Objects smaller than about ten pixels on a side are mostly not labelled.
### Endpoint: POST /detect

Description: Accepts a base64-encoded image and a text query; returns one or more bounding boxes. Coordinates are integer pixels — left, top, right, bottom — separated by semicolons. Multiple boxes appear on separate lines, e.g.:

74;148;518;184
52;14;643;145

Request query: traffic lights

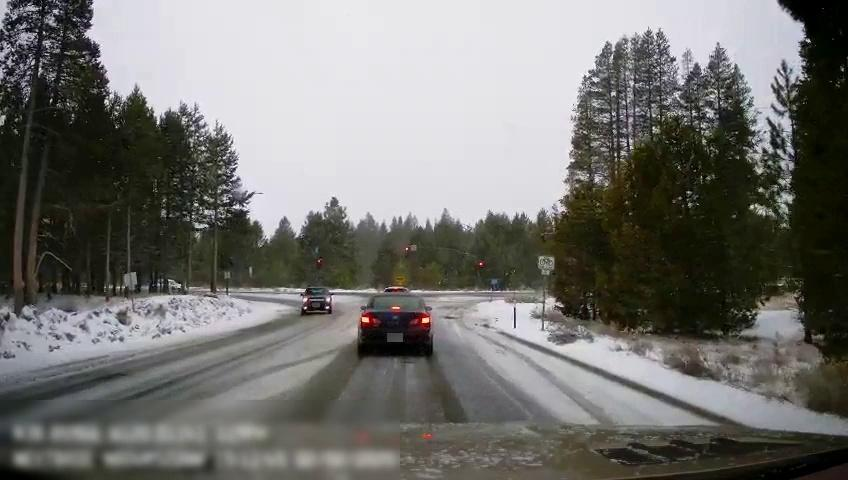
404;247;410;258
479;262;484;273
316;259;322;270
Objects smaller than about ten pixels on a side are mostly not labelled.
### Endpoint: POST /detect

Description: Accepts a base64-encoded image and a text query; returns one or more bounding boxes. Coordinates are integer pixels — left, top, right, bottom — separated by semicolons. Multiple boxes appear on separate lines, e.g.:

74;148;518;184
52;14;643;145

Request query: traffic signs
538;256;554;270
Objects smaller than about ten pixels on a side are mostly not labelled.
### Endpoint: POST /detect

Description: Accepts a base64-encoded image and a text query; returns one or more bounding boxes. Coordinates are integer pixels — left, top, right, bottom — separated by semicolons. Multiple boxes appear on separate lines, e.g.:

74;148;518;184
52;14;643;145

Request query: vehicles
358;294;433;356
381;287;411;295
155;279;182;291
300;287;334;314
